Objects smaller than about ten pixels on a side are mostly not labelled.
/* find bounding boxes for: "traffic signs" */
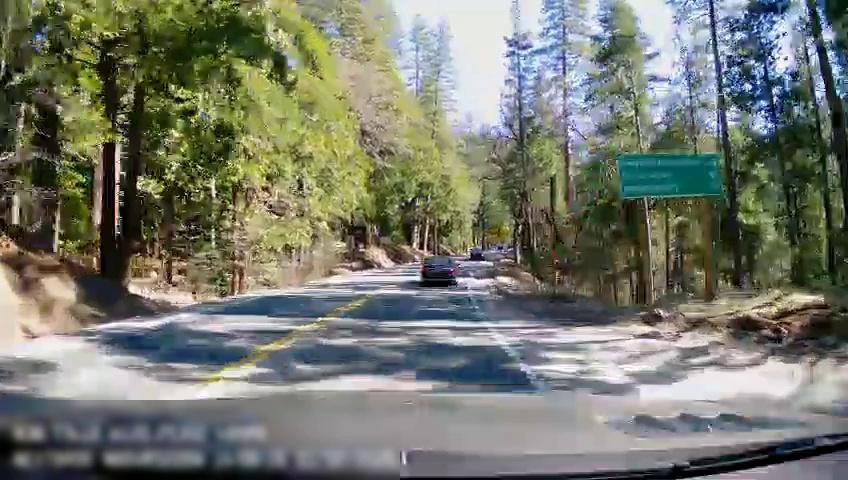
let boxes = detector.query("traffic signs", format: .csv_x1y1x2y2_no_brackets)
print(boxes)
615,151,722,200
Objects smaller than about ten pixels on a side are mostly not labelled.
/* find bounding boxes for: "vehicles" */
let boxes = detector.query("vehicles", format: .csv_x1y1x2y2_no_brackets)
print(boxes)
469,247,485,262
422,255,458,286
